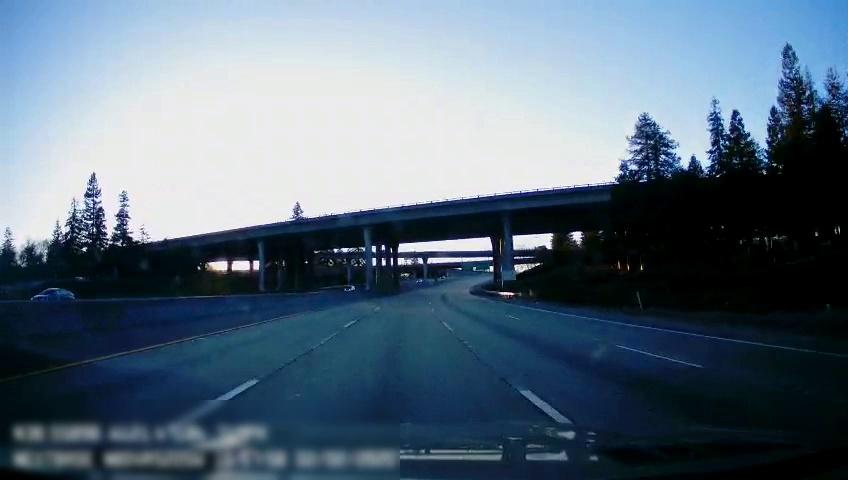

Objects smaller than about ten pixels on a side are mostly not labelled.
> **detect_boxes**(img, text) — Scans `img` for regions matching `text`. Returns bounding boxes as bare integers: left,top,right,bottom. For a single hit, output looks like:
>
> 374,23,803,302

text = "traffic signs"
462,262,474,271
475,262,490,271
501,270,517,281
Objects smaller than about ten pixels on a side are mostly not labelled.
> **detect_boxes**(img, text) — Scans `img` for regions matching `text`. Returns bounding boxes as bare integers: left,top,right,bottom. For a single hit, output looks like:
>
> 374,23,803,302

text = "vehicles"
343,285,356,292
30,287,75,301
